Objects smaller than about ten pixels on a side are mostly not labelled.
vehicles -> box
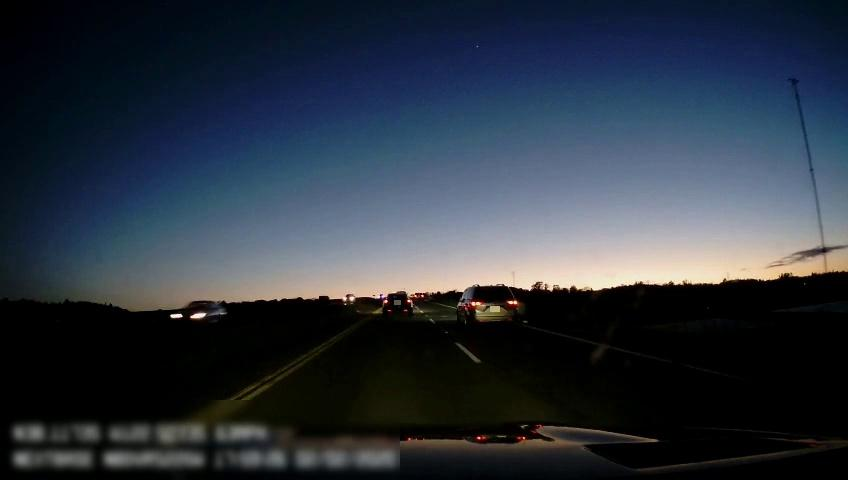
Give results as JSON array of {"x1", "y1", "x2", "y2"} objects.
[
  {"x1": 383, "y1": 294, "x2": 412, "y2": 317},
  {"x1": 169, "y1": 301, "x2": 228, "y2": 331},
  {"x1": 343, "y1": 293, "x2": 357, "y2": 305},
  {"x1": 456, "y1": 284, "x2": 519, "y2": 328},
  {"x1": 414, "y1": 292, "x2": 425, "y2": 302}
]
